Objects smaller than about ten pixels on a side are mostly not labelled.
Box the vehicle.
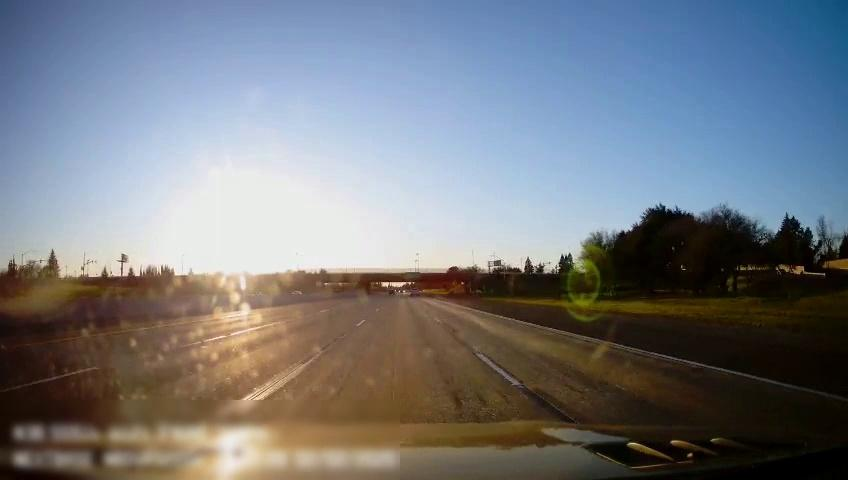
[410,287,421,297]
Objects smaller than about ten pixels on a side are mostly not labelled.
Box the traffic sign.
[403,271,420,281]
